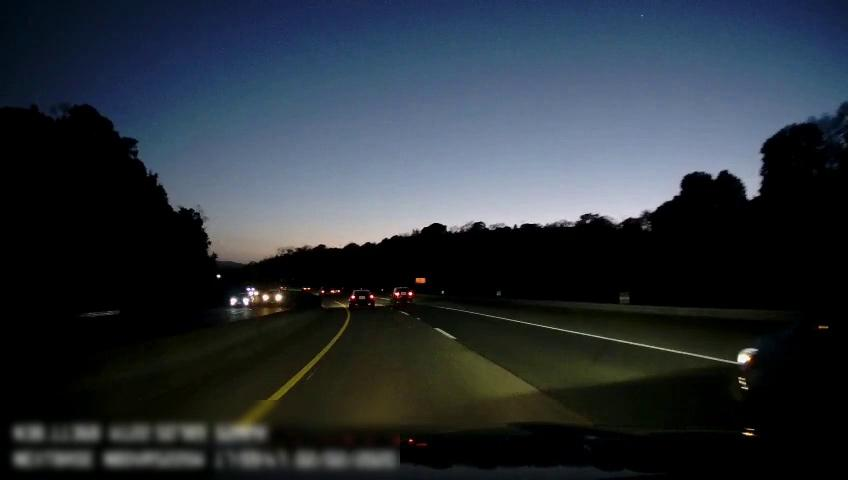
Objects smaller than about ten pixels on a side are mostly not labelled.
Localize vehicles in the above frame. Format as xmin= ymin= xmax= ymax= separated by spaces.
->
xmin=736 ymin=311 xmax=848 ymax=440
xmin=261 ymin=290 xmax=284 ymax=306
xmin=229 ymin=293 xmax=251 ymax=308
xmin=349 ymin=289 xmax=375 ymax=308
xmin=392 ymin=287 xmax=412 ymax=303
